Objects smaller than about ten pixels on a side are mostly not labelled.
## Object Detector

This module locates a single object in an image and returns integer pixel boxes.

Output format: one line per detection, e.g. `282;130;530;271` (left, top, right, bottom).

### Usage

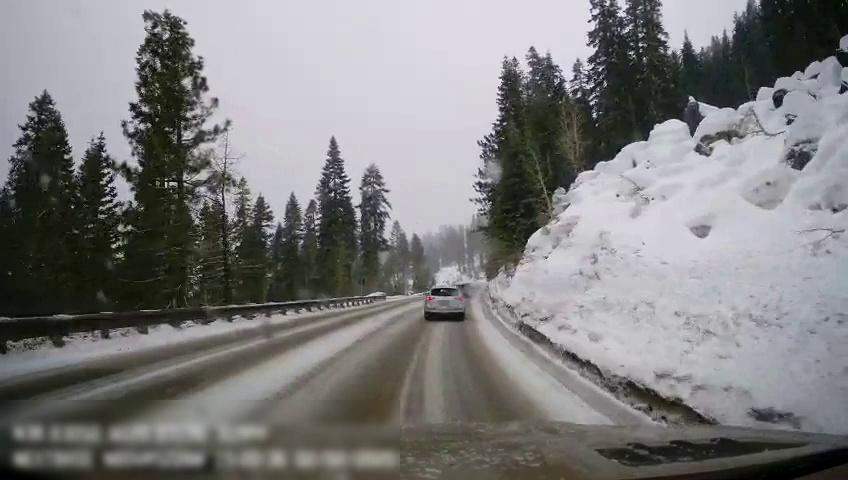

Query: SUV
424;285;468;321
